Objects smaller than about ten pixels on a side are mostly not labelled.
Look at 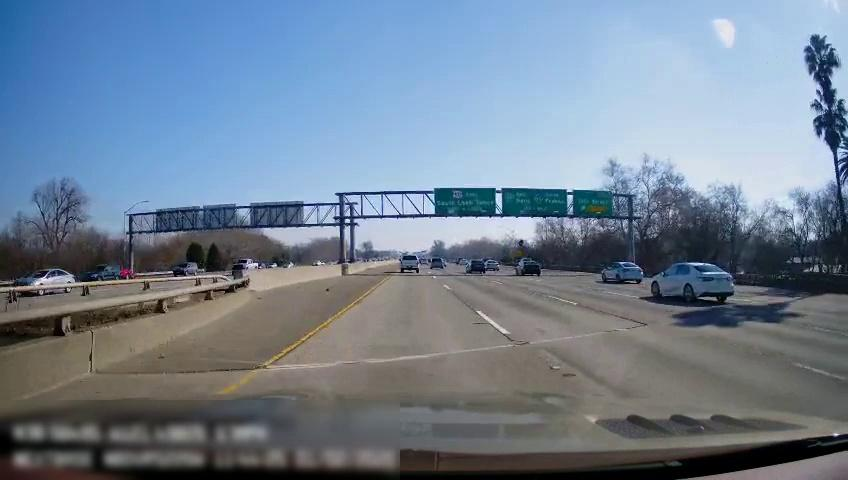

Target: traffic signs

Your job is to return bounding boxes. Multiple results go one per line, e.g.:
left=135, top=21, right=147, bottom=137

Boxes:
left=155, top=205, right=201, bottom=233
left=202, top=202, right=237, bottom=230
left=250, top=200, right=305, bottom=229
left=572, top=189, right=615, bottom=218
left=502, top=187, right=568, bottom=218
left=434, top=187, right=497, bottom=217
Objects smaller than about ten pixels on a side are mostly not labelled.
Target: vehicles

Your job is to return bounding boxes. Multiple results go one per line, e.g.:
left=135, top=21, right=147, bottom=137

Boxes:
left=399, top=254, right=420, bottom=274
left=600, top=260, right=645, bottom=285
left=119, top=265, right=134, bottom=281
left=79, top=263, right=121, bottom=283
left=267, top=262, right=278, bottom=269
left=173, top=262, right=199, bottom=277
left=650, top=261, right=737, bottom=306
left=515, top=259, right=541, bottom=277
left=429, top=257, right=443, bottom=270
left=311, top=259, right=326, bottom=267
left=484, top=259, right=500, bottom=272
left=465, top=259, right=486, bottom=274
left=232, top=258, right=260, bottom=275
left=11, top=266, right=78, bottom=295
left=282, top=261, right=295, bottom=269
